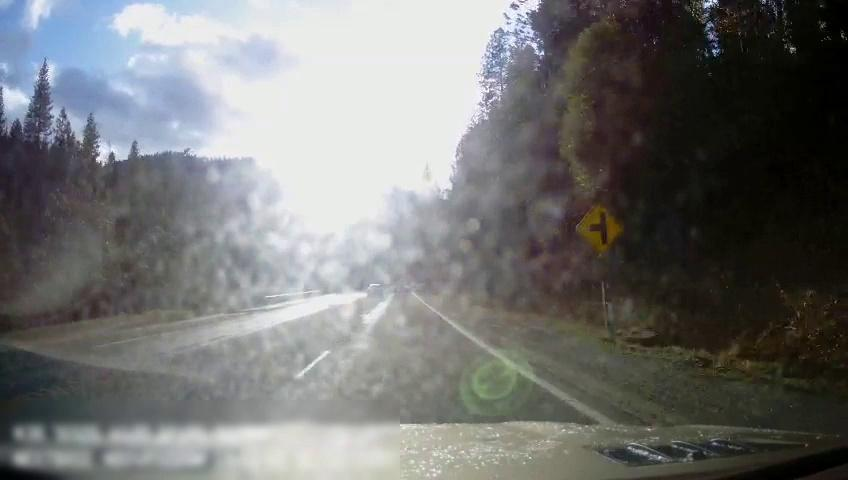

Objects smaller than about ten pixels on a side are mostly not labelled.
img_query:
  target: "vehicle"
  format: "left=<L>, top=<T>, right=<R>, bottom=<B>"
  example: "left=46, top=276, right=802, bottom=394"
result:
left=366, top=284, right=383, bottom=298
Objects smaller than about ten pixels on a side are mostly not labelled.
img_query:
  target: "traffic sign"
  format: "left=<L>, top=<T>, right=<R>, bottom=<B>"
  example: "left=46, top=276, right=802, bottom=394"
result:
left=575, top=203, right=625, bottom=257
